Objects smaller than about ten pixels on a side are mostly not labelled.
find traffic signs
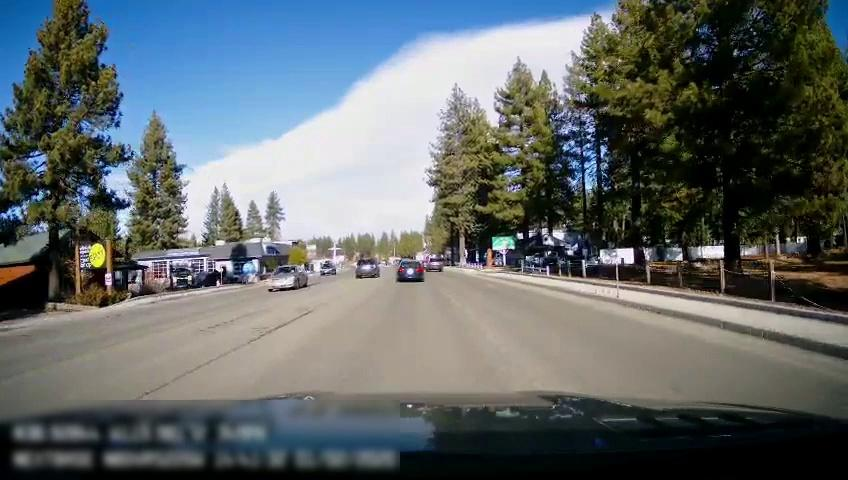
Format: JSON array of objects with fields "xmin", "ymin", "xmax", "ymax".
[{"xmin": 491, "ymin": 234, "xmax": 517, "ymax": 249}]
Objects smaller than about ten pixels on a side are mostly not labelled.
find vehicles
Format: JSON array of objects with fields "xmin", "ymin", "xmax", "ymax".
[
  {"xmin": 425, "ymin": 257, "xmax": 445, "ymax": 274},
  {"xmin": 319, "ymin": 262, "xmax": 337, "ymax": 277},
  {"xmin": 396, "ymin": 259, "xmax": 423, "ymax": 283},
  {"xmin": 355, "ymin": 259, "xmax": 381, "ymax": 279},
  {"xmin": 271, "ymin": 265, "xmax": 308, "ymax": 291}
]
